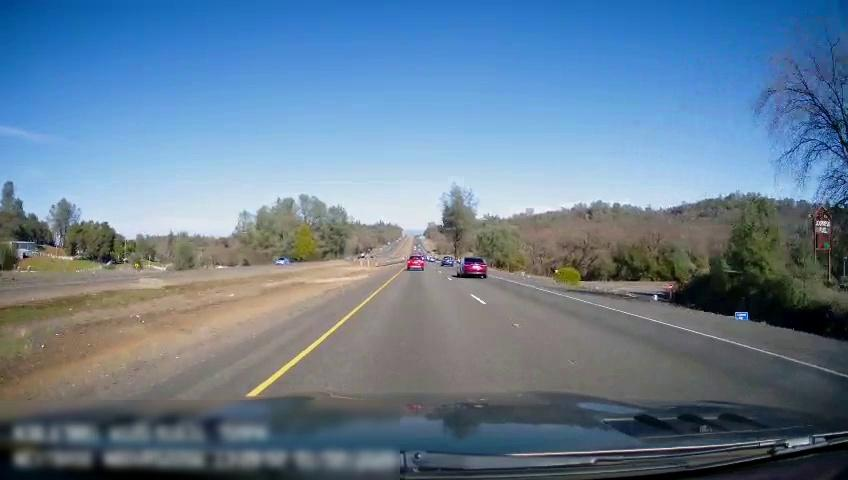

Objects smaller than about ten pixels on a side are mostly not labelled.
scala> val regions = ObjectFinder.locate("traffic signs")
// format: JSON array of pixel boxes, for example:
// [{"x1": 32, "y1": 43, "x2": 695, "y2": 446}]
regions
[{"x1": 735, "y1": 311, "x2": 749, "y2": 321}]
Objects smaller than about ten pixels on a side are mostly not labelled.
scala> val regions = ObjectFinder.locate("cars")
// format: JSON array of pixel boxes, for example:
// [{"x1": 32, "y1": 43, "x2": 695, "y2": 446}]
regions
[
  {"x1": 406, "y1": 254, "x2": 425, "y2": 270},
  {"x1": 275, "y1": 258, "x2": 290, "y2": 266},
  {"x1": 441, "y1": 256, "x2": 454, "y2": 266},
  {"x1": 456, "y1": 258, "x2": 487, "y2": 279}
]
